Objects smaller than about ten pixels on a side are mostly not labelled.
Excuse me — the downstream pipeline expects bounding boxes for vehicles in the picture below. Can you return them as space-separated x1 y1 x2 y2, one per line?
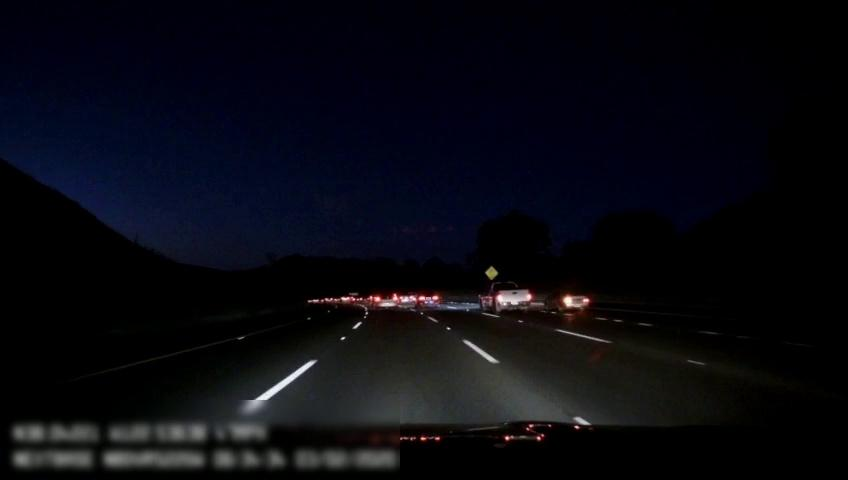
415 291 440 312
478 280 534 318
373 292 399 312
542 286 590 315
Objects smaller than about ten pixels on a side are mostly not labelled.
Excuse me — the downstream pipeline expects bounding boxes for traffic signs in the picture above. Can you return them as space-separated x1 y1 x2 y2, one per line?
484 265 499 281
